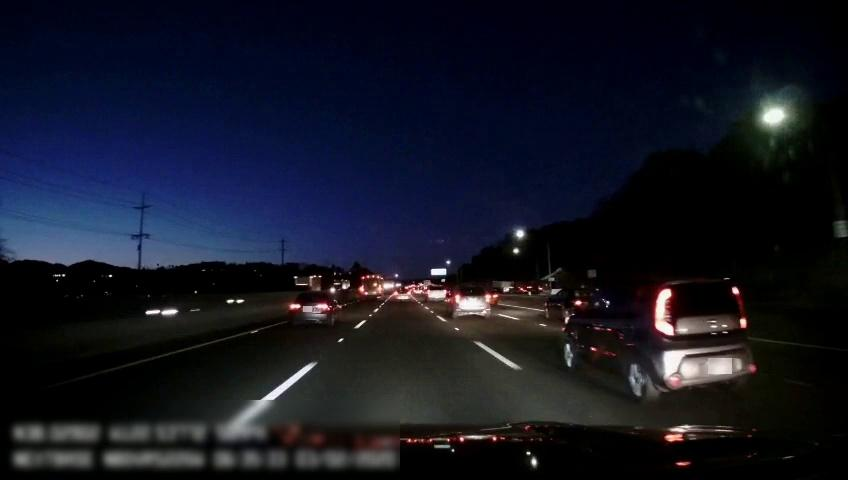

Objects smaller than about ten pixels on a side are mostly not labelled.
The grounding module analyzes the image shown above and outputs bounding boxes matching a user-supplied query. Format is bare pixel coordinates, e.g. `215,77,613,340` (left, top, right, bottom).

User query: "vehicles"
486,291,500,305
426,287,446,302
357,275,386,303
561,278,755,403
395,286,413,302
447,288,489,321
286,291,344,331
293,275,322,291
142,298,203,318
505,286,532,296
331,280,352,291
224,293,249,307
544,288,602,322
